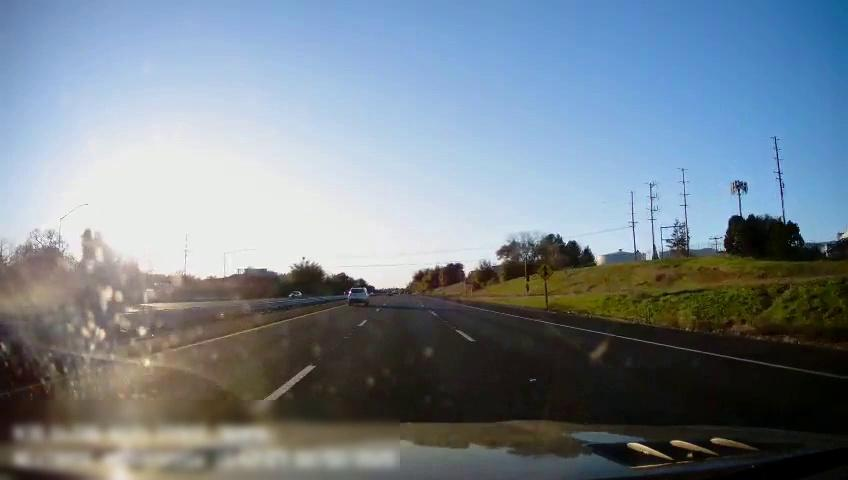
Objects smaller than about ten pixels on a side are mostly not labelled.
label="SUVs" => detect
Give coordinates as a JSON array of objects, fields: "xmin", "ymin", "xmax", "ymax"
[{"xmin": 347, "ymin": 287, "xmax": 371, "ymax": 307}]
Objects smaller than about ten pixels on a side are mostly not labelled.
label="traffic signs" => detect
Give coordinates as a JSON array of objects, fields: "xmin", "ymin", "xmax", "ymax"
[
  {"xmin": 538, "ymin": 263, "xmax": 554, "ymax": 281},
  {"xmin": 242, "ymin": 268, "xmax": 267, "ymax": 278}
]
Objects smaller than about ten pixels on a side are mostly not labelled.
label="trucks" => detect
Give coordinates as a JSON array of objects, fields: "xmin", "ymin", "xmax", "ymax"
[{"xmin": 288, "ymin": 290, "xmax": 303, "ymax": 300}]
